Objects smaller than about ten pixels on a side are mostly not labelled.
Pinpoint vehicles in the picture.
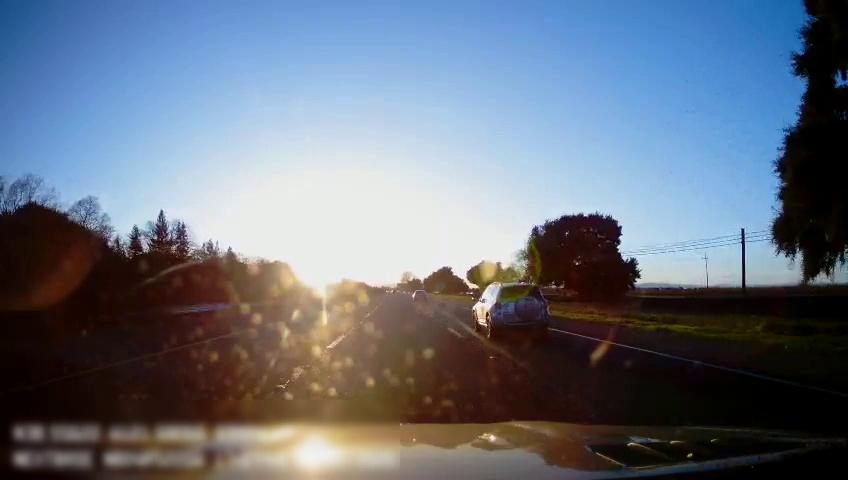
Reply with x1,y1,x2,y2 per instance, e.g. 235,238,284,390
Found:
471,282,549,343
412,290,427,303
